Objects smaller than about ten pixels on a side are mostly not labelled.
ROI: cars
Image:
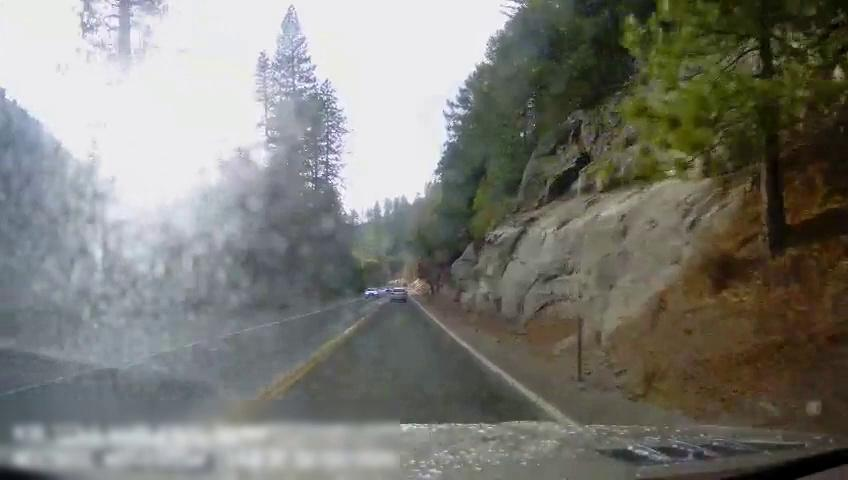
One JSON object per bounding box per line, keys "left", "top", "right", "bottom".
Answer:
{"left": 389, "top": 286, "right": 409, "bottom": 304}
{"left": 364, "top": 287, "right": 379, "bottom": 300}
